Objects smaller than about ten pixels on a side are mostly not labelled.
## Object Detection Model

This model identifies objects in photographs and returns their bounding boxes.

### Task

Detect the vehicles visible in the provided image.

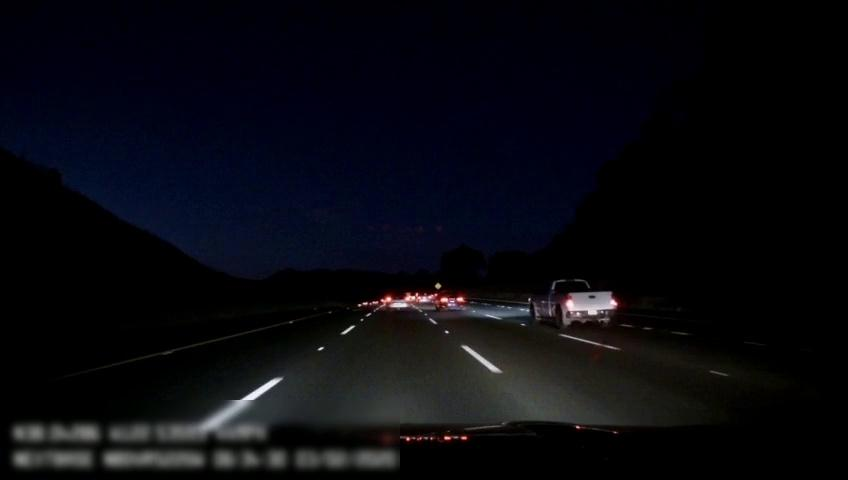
[527,278,615,334]
[435,290,467,313]
[416,290,434,304]
[385,290,411,310]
